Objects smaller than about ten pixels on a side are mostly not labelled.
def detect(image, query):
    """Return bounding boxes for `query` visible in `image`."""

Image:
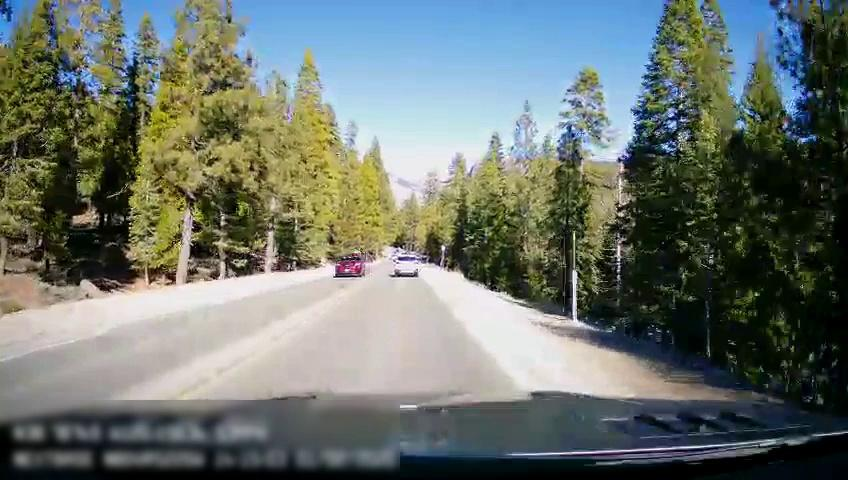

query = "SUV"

[393,254,420,278]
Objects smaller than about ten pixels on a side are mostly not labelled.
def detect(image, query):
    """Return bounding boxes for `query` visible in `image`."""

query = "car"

[334,251,366,278]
